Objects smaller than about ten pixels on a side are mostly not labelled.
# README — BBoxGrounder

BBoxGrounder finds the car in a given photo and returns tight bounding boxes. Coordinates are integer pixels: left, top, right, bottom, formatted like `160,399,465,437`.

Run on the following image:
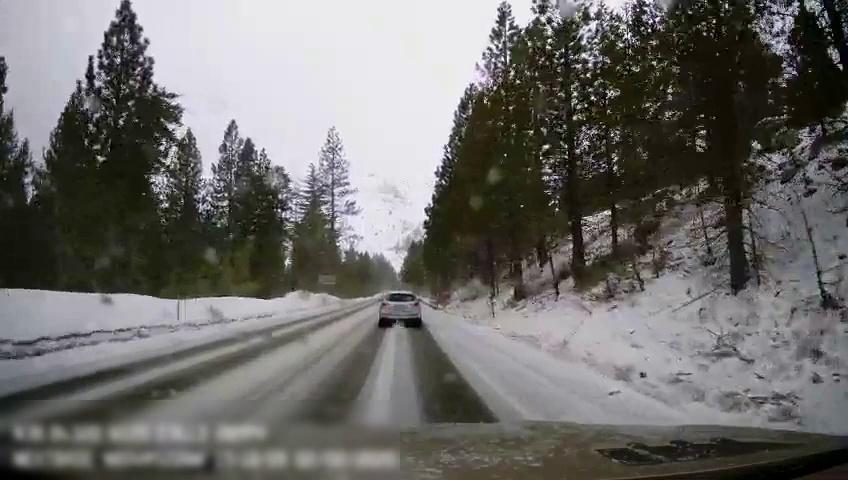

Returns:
377,290,423,329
